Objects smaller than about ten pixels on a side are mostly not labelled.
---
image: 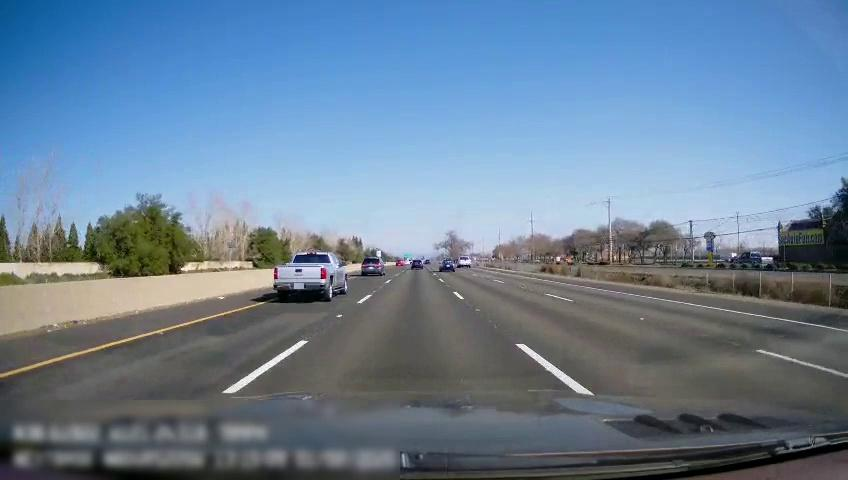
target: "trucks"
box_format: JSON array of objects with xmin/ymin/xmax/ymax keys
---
[
  {"xmin": 272, "ymin": 251, "xmax": 350, "ymax": 303},
  {"xmin": 456, "ymin": 256, "xmax": 471, "ymax": 269},
  {"xmin": 733, "ymin": 250, "xmax": 773, "ymax": 268}
]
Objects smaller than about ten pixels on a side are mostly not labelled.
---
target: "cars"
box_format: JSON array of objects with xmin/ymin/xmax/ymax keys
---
[
  {"xmin": 412, "ymin": 255, "xmax": 425, "ymax": 266},
  {"xmin": 439, "ymin": 260, "xmax": 455, "ymax": 272}
]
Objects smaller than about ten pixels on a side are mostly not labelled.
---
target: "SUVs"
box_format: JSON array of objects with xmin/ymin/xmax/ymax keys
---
[{"xmin": 360, "ymin": 256, "xmax": 387, "ymax": 277}]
